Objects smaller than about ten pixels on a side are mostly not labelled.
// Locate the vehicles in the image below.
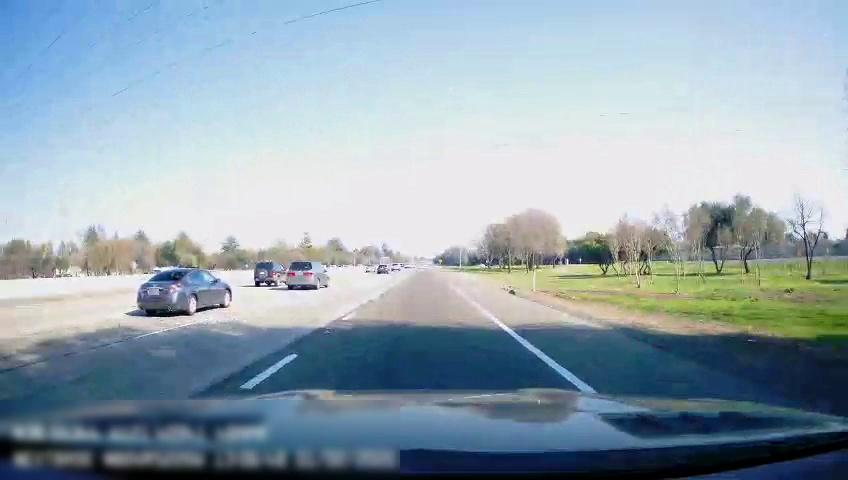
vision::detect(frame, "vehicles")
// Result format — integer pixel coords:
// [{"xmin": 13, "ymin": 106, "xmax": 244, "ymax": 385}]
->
[
  {"xmin": 365, "ymin": 264, "xmax": 376, "ymax": 273},
  {"xmin": 287, "ymin": 260, "xmax": 331, "ymax": 291},
  {"xmin": 254, "ymin": 261, "xmax": 286, "ymax": 287},
  {"xmin": 135, "ymin": 267, "xmax": 233, "ymax": 316},
  {"xmin": 390, "ymin": 262, "xmax": 401, "ymax": 272},
  {"xmin": 376, "ymin": 264, "xmax": 390, "ymax": 275}
]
